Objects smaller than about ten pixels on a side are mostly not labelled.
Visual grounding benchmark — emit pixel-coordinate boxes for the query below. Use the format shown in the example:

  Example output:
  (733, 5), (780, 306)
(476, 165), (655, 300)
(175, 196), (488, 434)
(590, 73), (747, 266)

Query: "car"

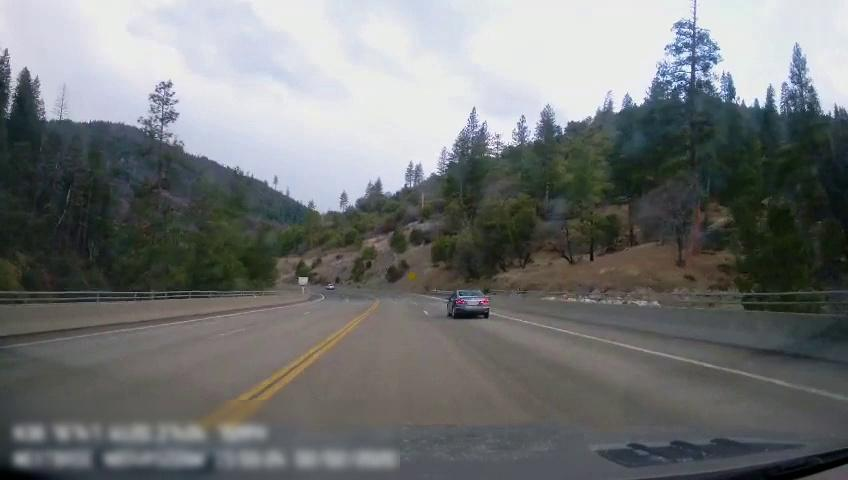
(447, 289), (491, 319)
